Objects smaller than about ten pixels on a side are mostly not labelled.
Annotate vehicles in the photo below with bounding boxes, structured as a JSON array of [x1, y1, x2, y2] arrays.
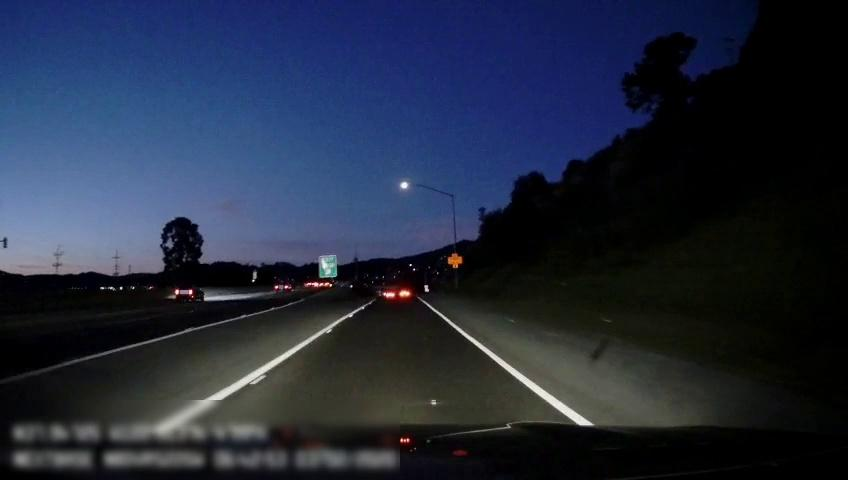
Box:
[[175, 283, 206, 304], [274, 282, 294, 295]]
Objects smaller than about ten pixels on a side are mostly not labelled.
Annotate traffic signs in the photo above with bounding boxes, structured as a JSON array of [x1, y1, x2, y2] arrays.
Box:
[[447, 253, 463, 270], [319, 254, 338, 277]]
